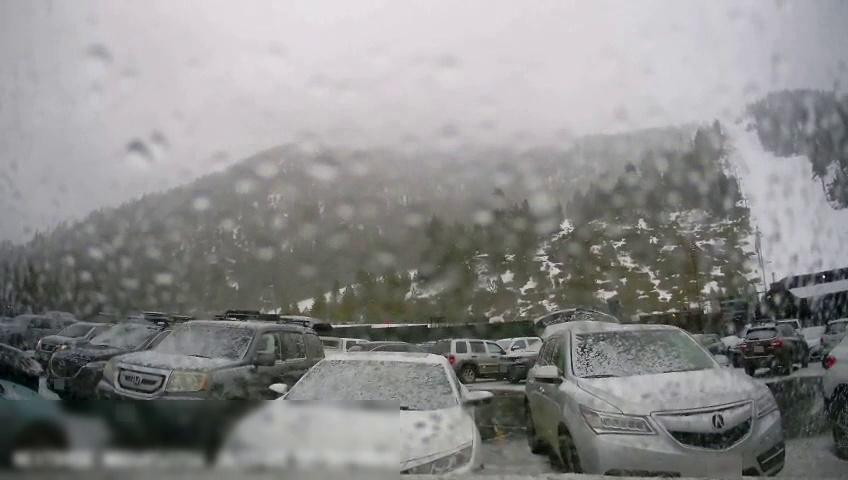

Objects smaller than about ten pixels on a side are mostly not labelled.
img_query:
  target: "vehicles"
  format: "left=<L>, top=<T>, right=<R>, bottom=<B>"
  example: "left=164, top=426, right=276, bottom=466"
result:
left=690, top=334, right=729, bottom=357
left=820, top=318, right=848, bottom=368
left=0, top=314, right=69, bottom=352
left=496, top=337, right=541, bottom=354
left=506, top=322, right=568, bottom=384
left=522, top=321, right=785, bottom=480
left=730, top=339, right=745, bottom=369
left=346, top=340, right=428, bottom=353
left=720, top=335, right=742, bottom=346
left=0, top=343, right=40, bottom=392
left=34, top=321, right=113, bottom=376
left=801, top=326, right=826, bottom=364
left=45, top=320, right=169, bottom=417
left=316, top=336, right=365, bottom=357
left=220, top=351, right=494, bottom=476
left=822, top=335, right=848, bottom=462
left=430, top=338, right=508, bottom=385
left=0, top=378, right=72, bottom=472
left=740, top=325, right=809, bottom=377
left=96, top=320, right=326, bottom=465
